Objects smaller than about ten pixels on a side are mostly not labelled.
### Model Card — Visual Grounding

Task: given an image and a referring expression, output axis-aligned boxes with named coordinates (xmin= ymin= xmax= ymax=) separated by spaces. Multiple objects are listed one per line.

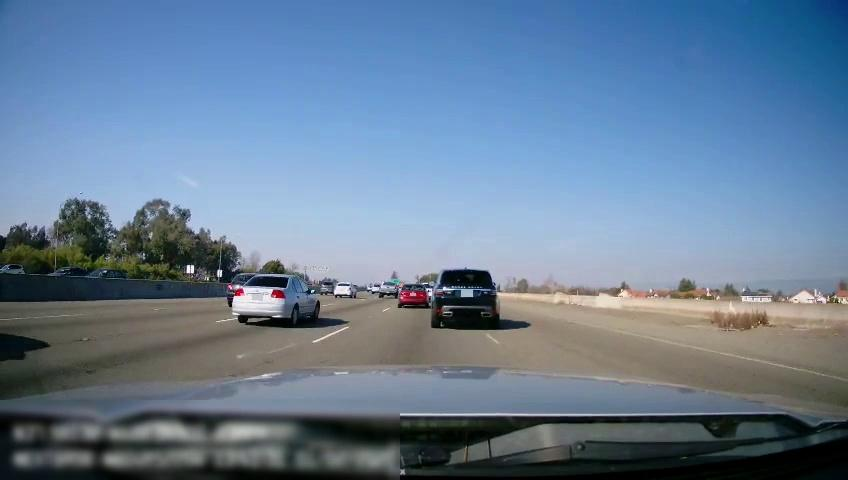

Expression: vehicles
xmin=398 ymin=283 xmax=429 ymax=309
xmin=48 ymin=266 xmax=90 ymax=277
xmin=319 ymin=281 xmax=341 ymax=295
xmin=414 ymin=282 xmax=435 ymax=302
xmin=332 ymin=282 xmax=357 ymax=299
xmin=430 ymin=268 xmax=501 ymax=330
xmin=225 ymin=272 xmax=278 ymax=308
xmin=85 ymin=267 xmax=128 ymax=279
xmin=231 ymin=273 xmax=321 ymax=328
xmin=371 ymin=282 xmax=385 ymax=295
xmin=0 ymin=264 xmax=26 ymax=275
xmin=379 ymin=281 xmax=399 ymax=299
